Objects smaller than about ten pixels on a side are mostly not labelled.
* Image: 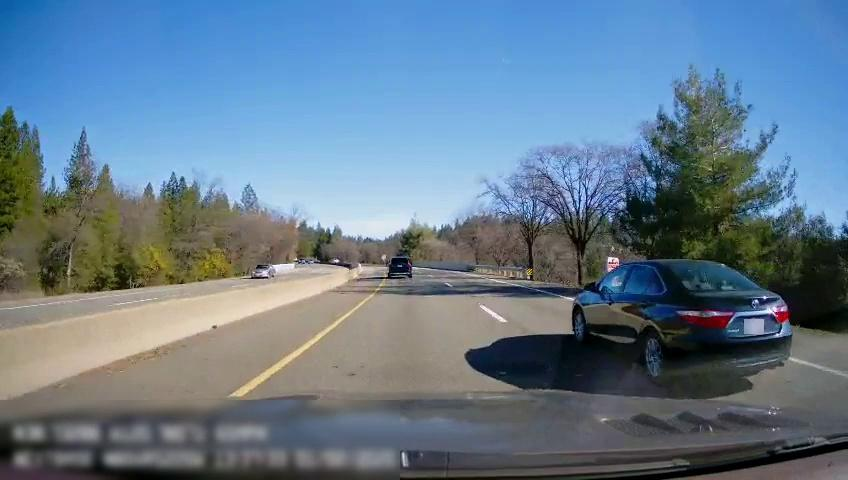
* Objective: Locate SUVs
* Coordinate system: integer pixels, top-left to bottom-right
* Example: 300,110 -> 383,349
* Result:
386,256 -> 413,279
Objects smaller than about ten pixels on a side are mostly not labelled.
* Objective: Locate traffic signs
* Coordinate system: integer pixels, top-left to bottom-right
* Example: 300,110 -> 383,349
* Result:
607,256 -> 619,274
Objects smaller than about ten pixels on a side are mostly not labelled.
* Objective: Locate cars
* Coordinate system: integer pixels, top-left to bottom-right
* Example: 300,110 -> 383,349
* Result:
571,258 -> 794,389
250,264 -> 277,280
